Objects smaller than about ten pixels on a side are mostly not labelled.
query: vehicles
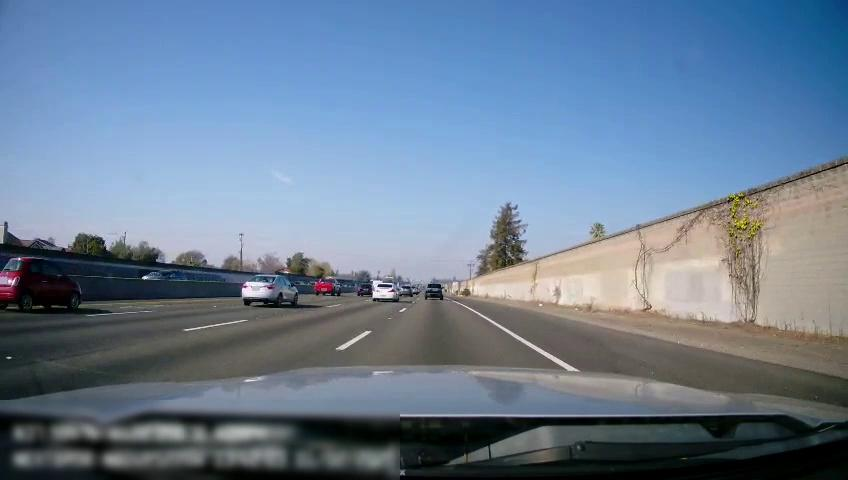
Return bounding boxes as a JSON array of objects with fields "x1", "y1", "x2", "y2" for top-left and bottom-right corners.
[
  {"x1": 356, "y1": 282, "x2": 378, "y2": 298},
  {"x1": 398, "y1": 285, "x2": 413, "y2": 298},
  {"x1": 424, "y1": 283, "x2": 445, "y2": 301},
  {"x1": 371, "y1": 279, "x2": 389, "y2": 295},
  {"x1": 240, "y1": 274, "x2": 299, "y2": 309},
  {"x1": 313, "y1": 276, "x2": 342, "y2": 297},
  {"x1": 0, "y1": 256, "x2": 83, "y2": 313},
  {"x1": 372, "y1": 283, "x2": 400, "y2": 303}
]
